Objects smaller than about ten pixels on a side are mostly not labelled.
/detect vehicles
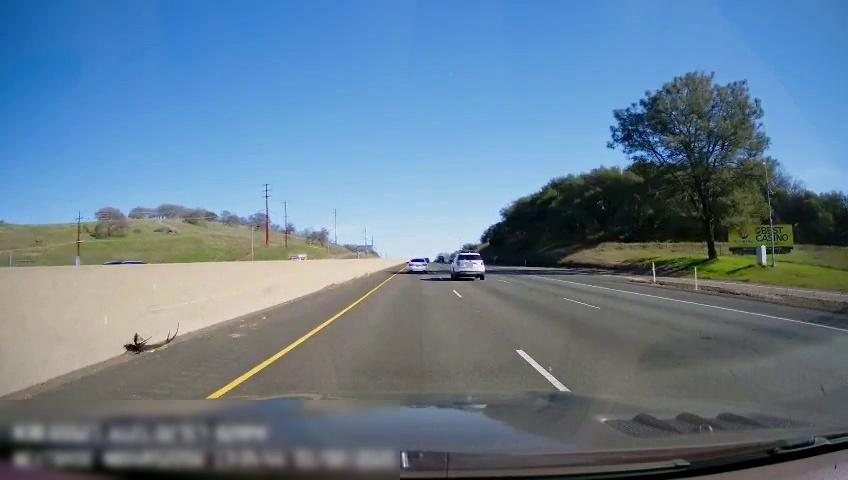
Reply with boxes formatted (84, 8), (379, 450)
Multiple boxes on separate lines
(101, 259), (145, 266)
(450, 252), (485, 281)
(286, 254), (309, 263)
(408, 261), (427, 274)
